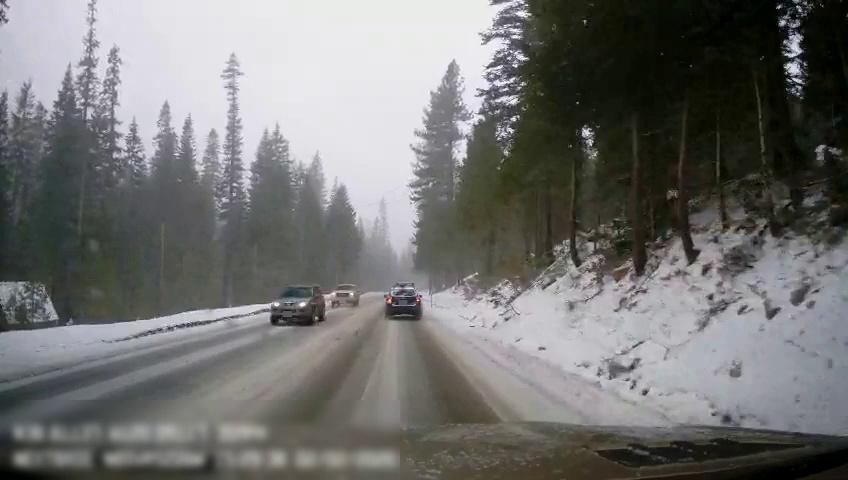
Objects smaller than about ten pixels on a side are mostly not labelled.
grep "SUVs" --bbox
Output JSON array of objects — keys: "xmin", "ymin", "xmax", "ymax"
[
  {"xmin": 383, "ymin": 281, "xmax": 423, "ymax": 318},
  {"xmin": 269, "ymin": 284, "xmax": 326, "ymax": 326}
]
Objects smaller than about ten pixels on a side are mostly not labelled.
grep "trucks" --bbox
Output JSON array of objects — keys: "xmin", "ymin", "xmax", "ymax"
[{"xmin": 330, "ymin": 284, "xmax": 360, "ymax": 309}]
